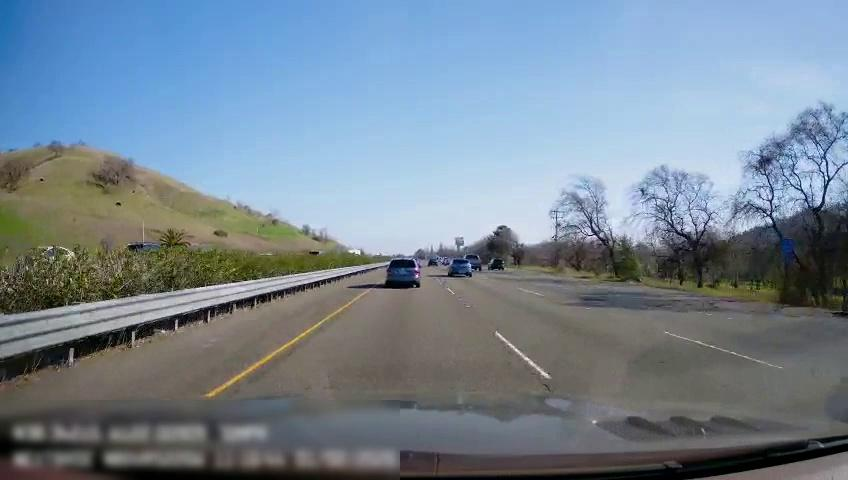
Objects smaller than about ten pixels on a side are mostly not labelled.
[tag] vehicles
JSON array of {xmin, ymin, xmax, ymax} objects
[
  {"xmin": 125, "ymin": 240, "xmax": 160, "ymax": 252},
  {"xmin": 466, "ymin": 255, "xmax": 482, "ymax": 271},
  {"xmin": 385, "ymin": 258, "xmax": 422, "ymax": 288},
  {"xmin": 487, "ymin": 256, "xmax": 504, "ymax": 270},
  {"xmin": 428, "ymin": 257, "xmax": 438, "ymax": 266},
  {"xmin": 447, "ymin": 258, "xmax": 472, "ymax": 277},
  {"xmin": 20, "ymin": 246, "xmax": 75, "ymax": 262}
]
